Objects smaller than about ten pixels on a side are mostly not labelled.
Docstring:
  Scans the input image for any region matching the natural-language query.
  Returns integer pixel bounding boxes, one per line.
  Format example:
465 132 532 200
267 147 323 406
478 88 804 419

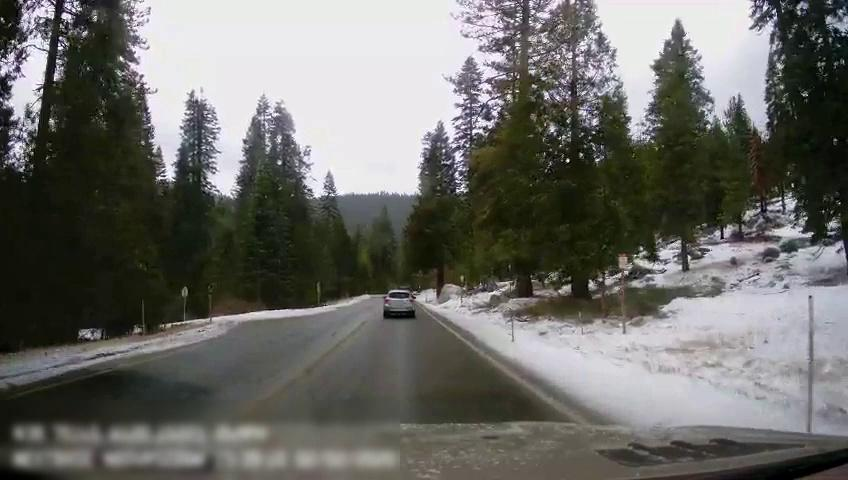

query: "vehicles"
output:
382 290 417 318
397 287 414 297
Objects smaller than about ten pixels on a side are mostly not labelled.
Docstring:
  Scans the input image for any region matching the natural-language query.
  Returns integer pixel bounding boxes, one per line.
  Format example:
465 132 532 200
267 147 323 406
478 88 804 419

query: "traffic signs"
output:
618 253 628 269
